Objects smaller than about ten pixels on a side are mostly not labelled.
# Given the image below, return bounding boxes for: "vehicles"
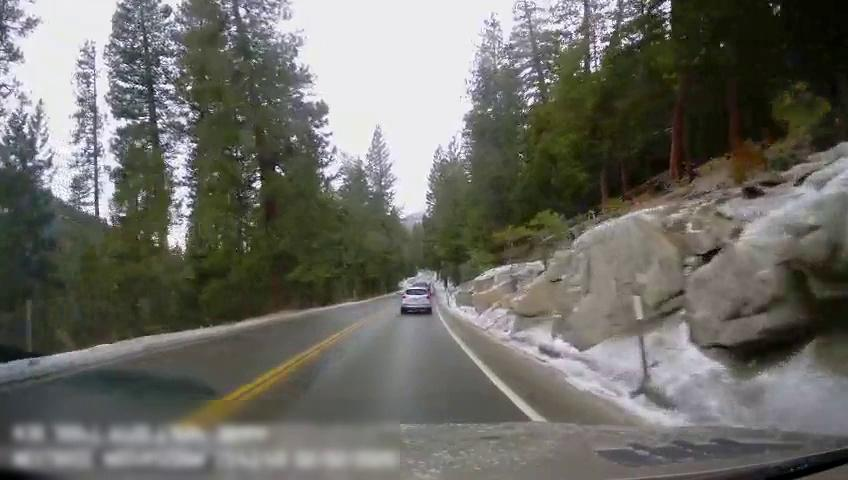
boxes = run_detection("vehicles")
[413,282,432,296]
[400,287,432,315]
